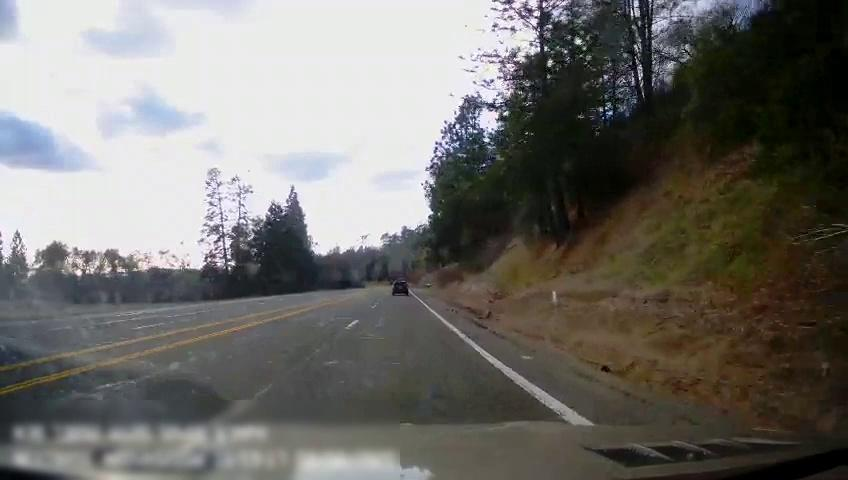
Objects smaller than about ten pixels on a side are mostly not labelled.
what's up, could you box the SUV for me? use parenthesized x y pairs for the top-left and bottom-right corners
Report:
(391, 281), (409, 297)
